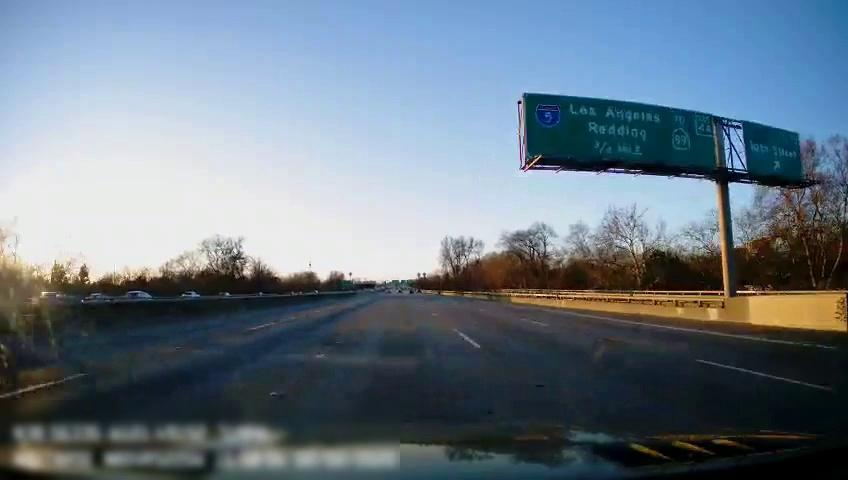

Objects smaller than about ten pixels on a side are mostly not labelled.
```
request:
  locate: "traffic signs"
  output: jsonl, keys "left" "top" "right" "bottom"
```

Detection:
{"left": 523, "top": 92, "right": 719, "bottom": 175}
{"left": 743, "top": 117, "right": 803, "bottom": 183}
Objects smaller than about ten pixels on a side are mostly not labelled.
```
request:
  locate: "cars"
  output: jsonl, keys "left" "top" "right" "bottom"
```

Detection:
{"left": 125, "top": 291, "right": 152, "bottom": 298}
{"left": 182, "top": 291, "right": 201, "bottom": 297}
